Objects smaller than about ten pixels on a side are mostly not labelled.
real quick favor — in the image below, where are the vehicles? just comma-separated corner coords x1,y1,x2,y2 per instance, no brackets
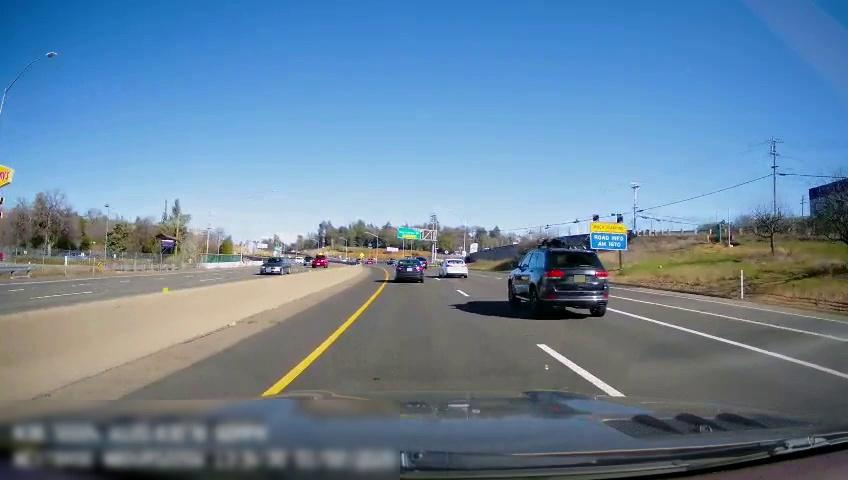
311,254,329,269
393,257,426,283
506,248,610,317
259,256,292,276
439,258,468,279
303,256,315,267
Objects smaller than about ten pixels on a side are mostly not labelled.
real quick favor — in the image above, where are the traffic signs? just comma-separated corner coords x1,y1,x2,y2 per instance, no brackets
397,227,422,240
589,231,627,250
591,222,628,232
